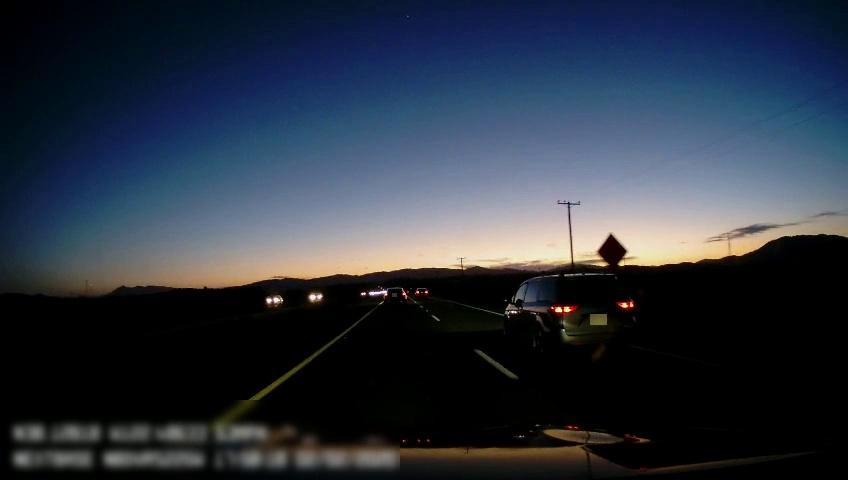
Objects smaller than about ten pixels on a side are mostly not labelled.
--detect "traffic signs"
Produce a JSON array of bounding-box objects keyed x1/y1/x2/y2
[{"x1": 597, "y1": 233, "x2": 628, "y2": 269}]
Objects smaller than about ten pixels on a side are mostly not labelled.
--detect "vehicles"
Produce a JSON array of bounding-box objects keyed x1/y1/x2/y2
[
  {"x1": 502, "y1": 272, "x2": 639, "y2": 356},
  {"x1": 383, "y1": 287, "x2": 408, "y2": 306},
  {"x1": 414, "y1": 287, "x2": 430, "y2": 300},
  {"x1": 266, "y1": 295, "x2": 284, "y2": 304},
  {"x1": 308, "y1": 292, "x2": 324, "y2": 301}
]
